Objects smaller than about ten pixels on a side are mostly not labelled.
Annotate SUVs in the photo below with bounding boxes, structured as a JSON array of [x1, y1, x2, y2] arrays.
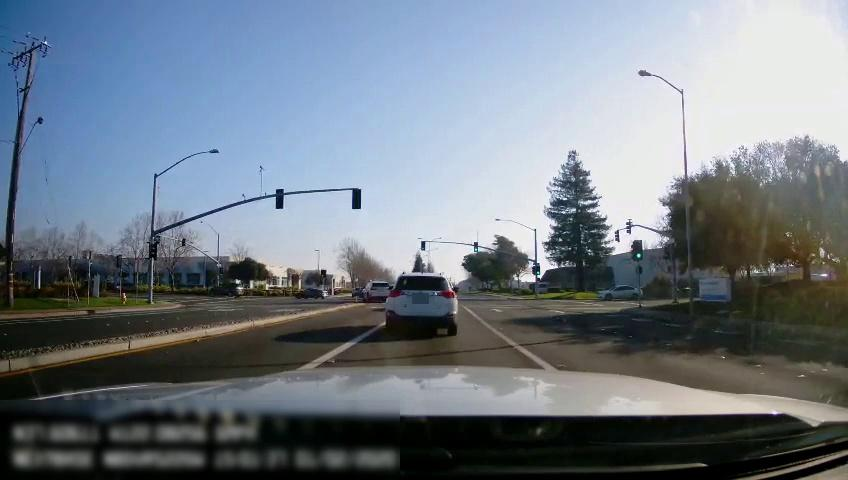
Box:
[[383, 272, 459, 339], [208, 280, 244, 298], [358, 279, 393, 303]]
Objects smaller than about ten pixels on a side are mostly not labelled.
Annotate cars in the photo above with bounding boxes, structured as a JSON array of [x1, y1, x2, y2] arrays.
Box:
[[598, 284, 642, 302], [295, 288, 324, 299]]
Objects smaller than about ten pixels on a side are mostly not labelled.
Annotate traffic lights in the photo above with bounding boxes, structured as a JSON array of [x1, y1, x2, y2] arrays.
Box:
[[624, 218, 633, 236], [533, 264, 540, 275], [420, 240, 426, 251], [473, 241, 479, 253], [350, 187, 363, 211], [631, 239, 644, 263], [275, 188, 284, 210], [152, 243, 158, 259], [614, 229, 620, 244]]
